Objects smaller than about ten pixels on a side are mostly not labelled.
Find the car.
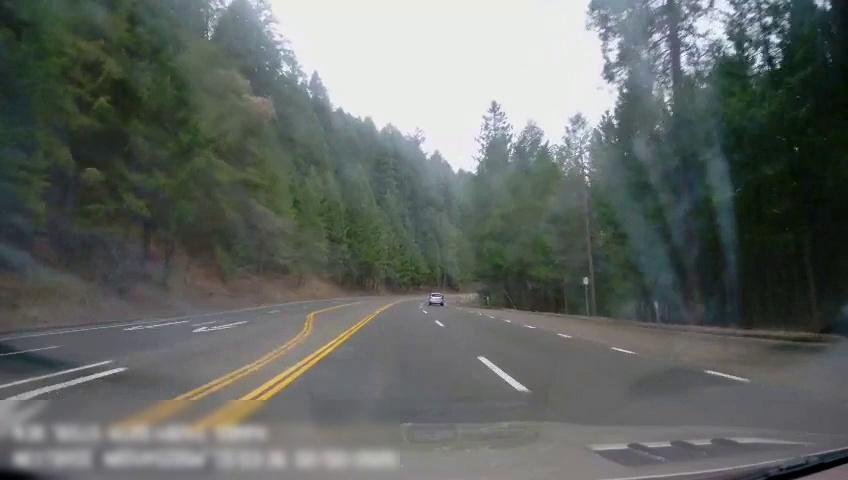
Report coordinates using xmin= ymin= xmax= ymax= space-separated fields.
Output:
xmin=428 ymin=292 xmax=445 ymax=307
